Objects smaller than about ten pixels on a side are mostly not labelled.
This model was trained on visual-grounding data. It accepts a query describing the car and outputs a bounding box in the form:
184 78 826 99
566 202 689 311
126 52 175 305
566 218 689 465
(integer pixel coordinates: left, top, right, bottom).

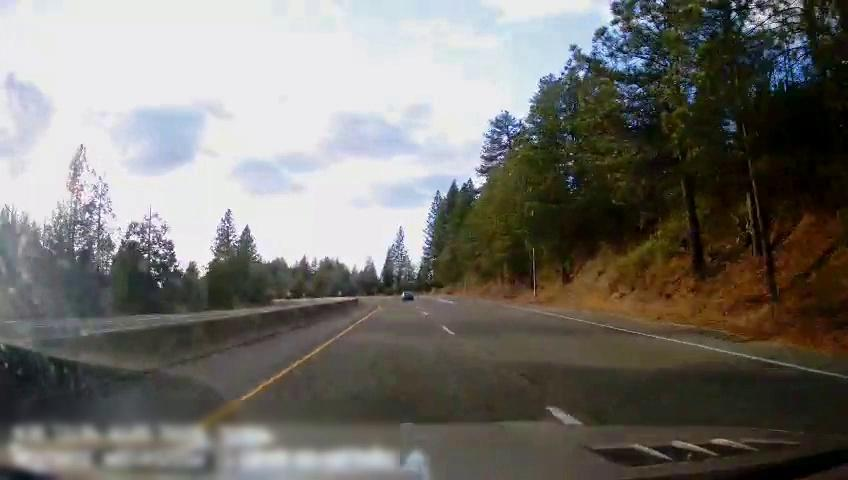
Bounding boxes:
401 291 415 302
